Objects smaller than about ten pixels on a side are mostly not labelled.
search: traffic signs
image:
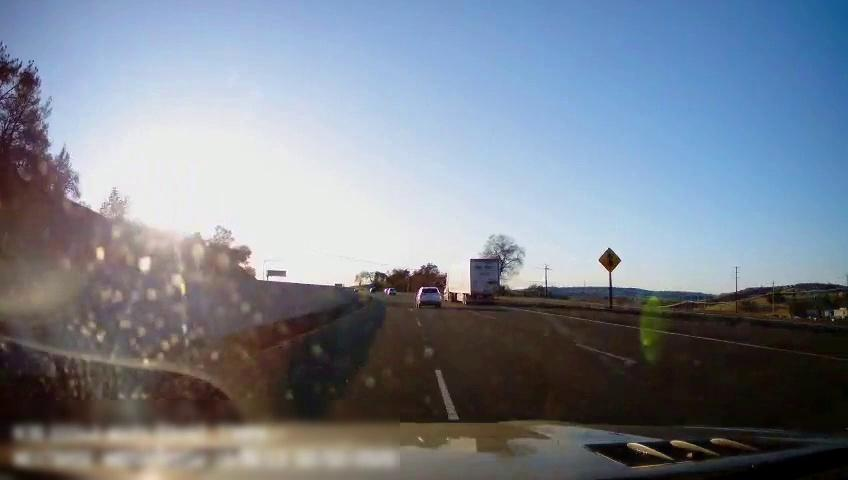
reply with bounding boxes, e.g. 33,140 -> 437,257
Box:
597,247 -> 622,273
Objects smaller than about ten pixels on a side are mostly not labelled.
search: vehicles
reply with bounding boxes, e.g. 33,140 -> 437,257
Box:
415,286 -> 442,309
443,258 -> 500,305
